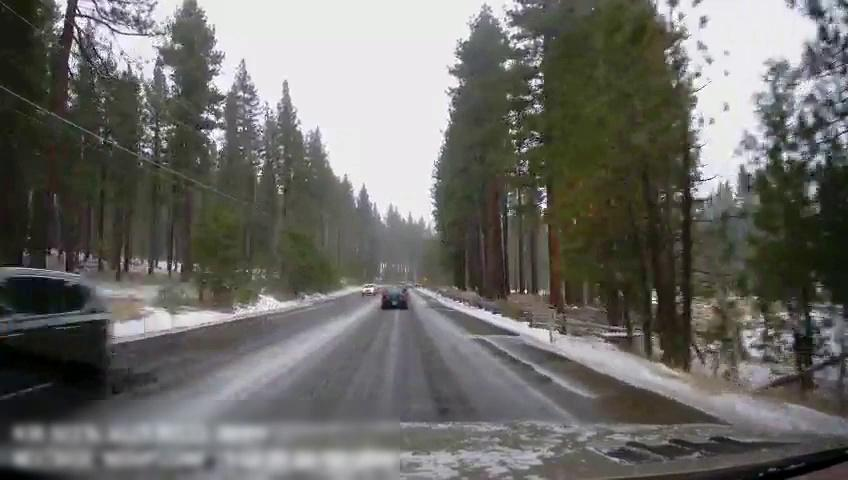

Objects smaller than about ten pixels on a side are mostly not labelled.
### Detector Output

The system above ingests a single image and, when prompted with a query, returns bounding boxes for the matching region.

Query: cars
[360,282,377,297]
[381,294,409,311]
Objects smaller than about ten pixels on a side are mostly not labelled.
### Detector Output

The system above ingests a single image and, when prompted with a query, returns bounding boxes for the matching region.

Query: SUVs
[0,266,116,407]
